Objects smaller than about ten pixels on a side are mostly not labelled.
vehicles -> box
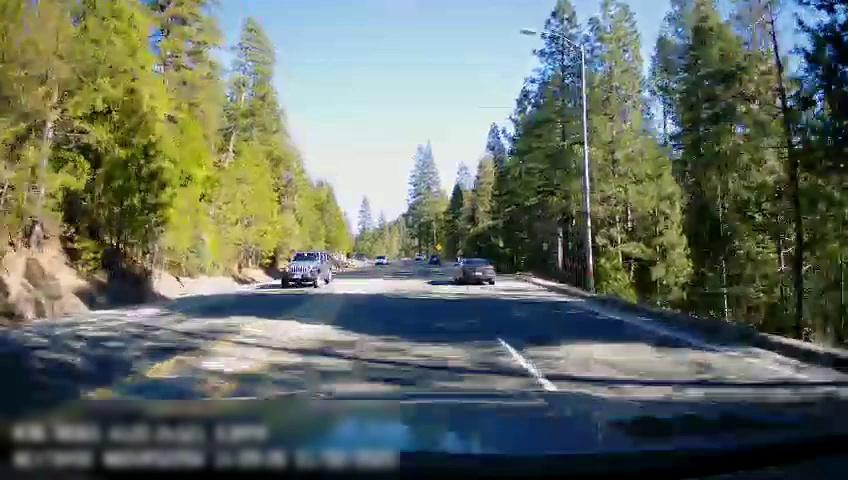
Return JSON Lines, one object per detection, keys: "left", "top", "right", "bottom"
{"left": 280, "top": 253, "right": 330, "bottom": 289}
{"left": 426, "top": 255, "right": 441, "bottom": 266}
{"left": 456, "top": 257, "right": 495, "bottom": 285}
{"left": 375, "top": 256, "right": 387, "bottom": 265}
